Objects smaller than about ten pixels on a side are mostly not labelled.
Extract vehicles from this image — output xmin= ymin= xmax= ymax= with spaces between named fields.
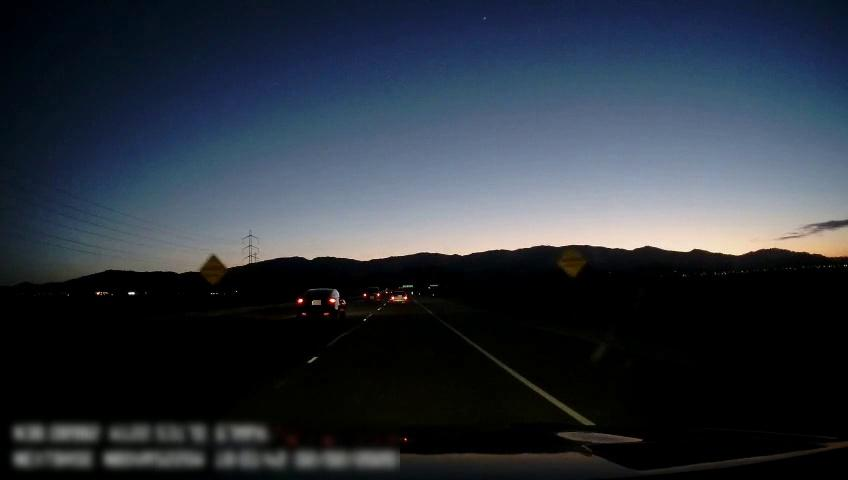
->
xmin=362 ymin=288 xmax=383 ymax=303
xmin=294 ymin=288 xmax=348 ymax=328
xmin=389 ymin=291 xmax=408 ymax=306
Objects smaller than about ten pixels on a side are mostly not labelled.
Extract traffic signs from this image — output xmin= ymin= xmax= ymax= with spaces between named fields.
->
xmin=553 ymin=245 xmax=589 ymax=279
xmin=198 ymin=254 xmax=227 ymax=286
